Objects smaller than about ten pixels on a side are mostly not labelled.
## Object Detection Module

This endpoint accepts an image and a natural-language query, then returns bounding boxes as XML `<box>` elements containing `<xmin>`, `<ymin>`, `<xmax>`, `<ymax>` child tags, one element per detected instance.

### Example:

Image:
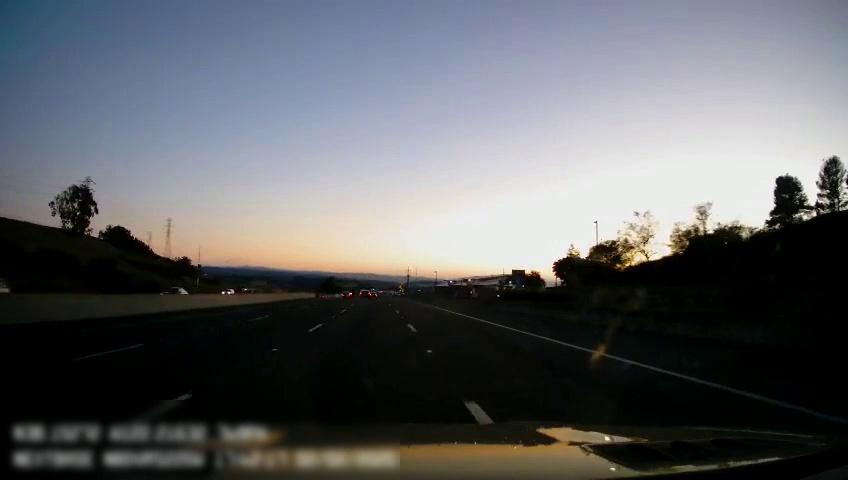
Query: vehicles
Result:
<box><xmin>359</xmin><ymin>289</ymin><xmax>372</xmax><ymax>299</ymax></box>
<box><xmin>221</xmin><ymin>288</ymin><xmax>235</xmax><ymax>295</ymax></box>
<box><xmin>159</xmin><ymin>286</ymin><xmax>190</xmax><ymax>296</ymax></box>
